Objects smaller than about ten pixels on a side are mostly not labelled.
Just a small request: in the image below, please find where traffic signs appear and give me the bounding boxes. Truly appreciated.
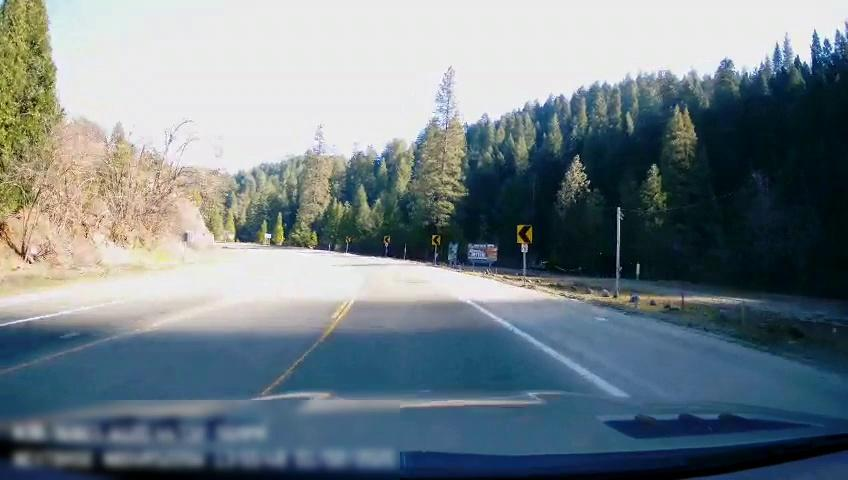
[517,224,533,244]
[431,235,441,246]
[383,234,392,245]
